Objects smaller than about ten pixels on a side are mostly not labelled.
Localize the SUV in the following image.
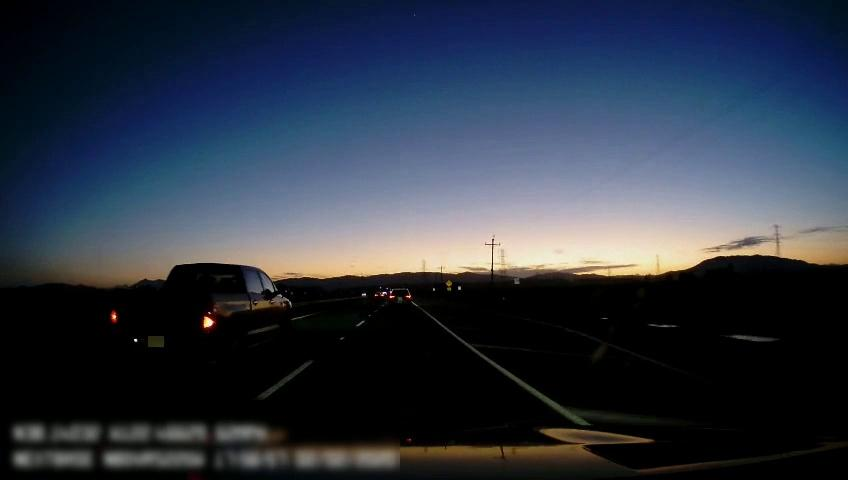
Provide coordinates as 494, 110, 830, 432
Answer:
389, 288, 412, 308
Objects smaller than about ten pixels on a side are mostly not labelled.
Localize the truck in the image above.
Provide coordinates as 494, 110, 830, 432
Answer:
104, 264, 293, 371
